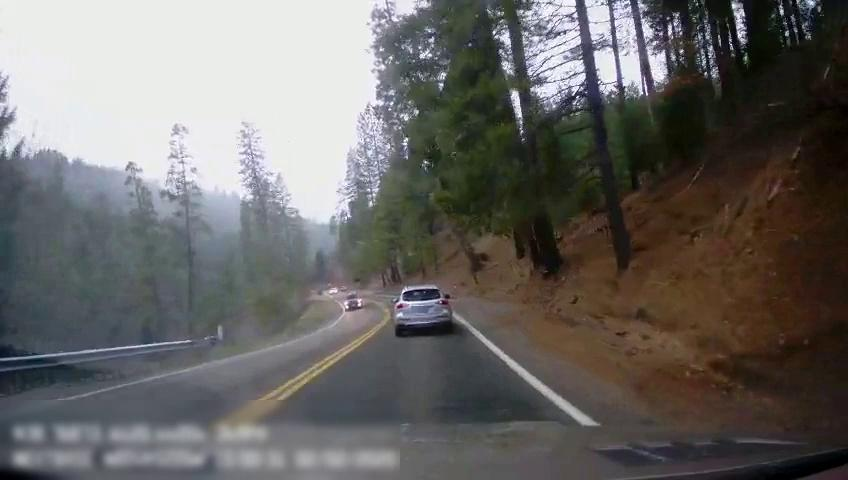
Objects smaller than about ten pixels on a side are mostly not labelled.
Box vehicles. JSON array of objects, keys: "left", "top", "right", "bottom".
[
  {"left": 393, "top": 285, "right": 454, "bottom": 336},
  {"left": 342, "top": 293, "right": 362, "bottom": 310}
]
